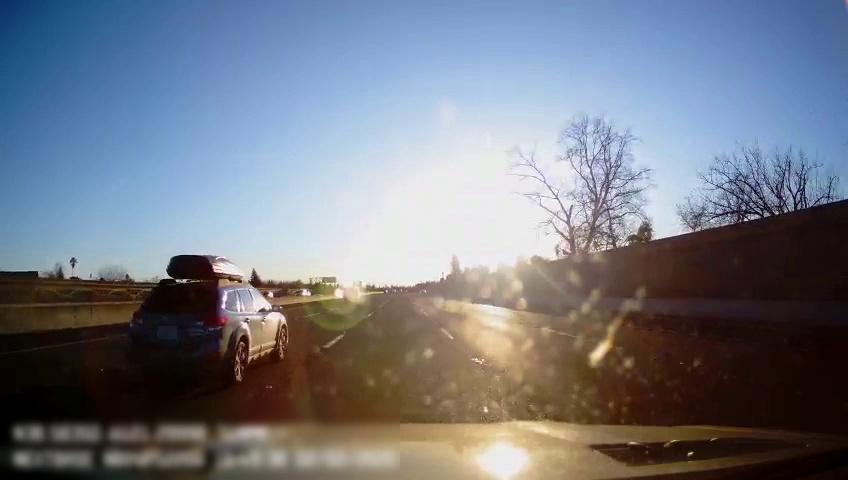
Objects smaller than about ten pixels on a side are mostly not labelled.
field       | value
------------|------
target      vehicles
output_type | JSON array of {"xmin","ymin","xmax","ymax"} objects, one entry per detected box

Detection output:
[
  {"xmin": 129, "ymin": 253, "xmax": 290, "ymax": 390},
  {"xmin": 295, "ymin": 289, "xmax": 312, "ymax": 297},
  {"xmin": 340, "ymin": 285, "xmax": 363, "ymax": 304},
  {"xmin": 260, "ymin": 290, "xmax": 274, "ymax": 298}
]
